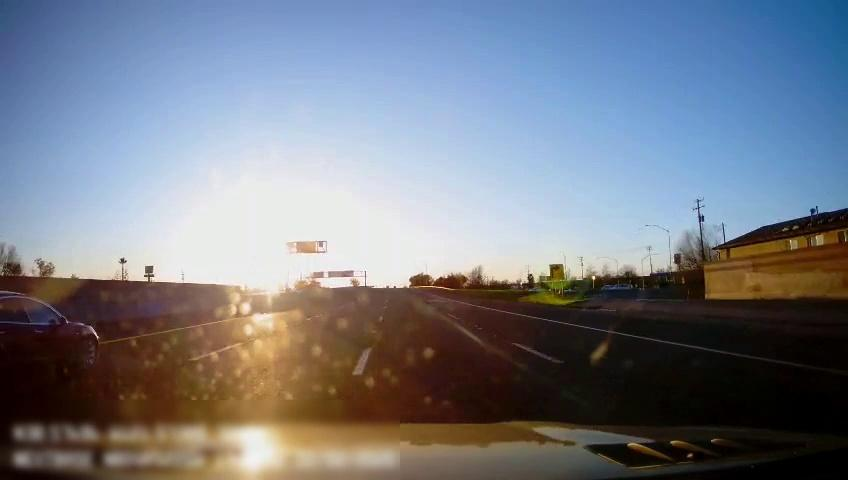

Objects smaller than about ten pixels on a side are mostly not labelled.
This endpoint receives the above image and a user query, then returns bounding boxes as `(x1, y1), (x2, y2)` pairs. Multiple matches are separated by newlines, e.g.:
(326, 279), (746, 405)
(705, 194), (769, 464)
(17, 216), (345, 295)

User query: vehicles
(600, 285), (615, 291)
(608, 284), (630, 291)
(0, 291), (101, 375)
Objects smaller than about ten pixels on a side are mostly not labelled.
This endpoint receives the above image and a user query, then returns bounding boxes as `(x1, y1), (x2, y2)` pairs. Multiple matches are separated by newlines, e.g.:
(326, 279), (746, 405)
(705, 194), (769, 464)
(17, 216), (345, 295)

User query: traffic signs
(550, 264), (565, 280)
